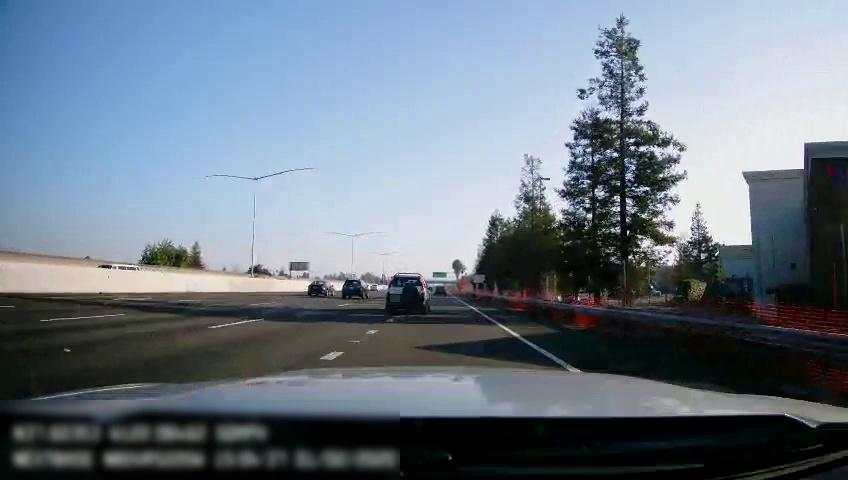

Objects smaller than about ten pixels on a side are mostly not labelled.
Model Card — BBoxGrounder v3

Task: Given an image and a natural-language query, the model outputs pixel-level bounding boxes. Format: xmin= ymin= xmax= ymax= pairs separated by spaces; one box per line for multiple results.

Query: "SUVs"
xmin=385 ymin=276 xmax=434 ymax=315
xmin=341 ymin=278 xmax=371 ymax=301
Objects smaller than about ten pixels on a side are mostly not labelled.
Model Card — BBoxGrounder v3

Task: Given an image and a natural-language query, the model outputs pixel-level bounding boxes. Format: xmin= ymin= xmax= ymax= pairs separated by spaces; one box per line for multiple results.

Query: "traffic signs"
xmin=433 ymin=272 xmax=448 ymax=279
xmin=471 ymin=273 xmax=484 ymax=283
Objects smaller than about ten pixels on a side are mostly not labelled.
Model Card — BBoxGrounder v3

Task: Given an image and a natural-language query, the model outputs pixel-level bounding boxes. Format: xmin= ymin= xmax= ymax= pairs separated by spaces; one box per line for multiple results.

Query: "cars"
xmin=370 ymin=284 xmax=384 ymax=292
xmin=433 ymin=285 xmax=447 ymax=296
xmin=306 ymin=279 xmax=336 ymax=298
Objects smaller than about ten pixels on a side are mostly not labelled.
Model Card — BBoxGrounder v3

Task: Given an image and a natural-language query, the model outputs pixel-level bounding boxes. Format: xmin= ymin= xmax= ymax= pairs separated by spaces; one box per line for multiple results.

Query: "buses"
xmin=95 ymin=263 xmax=141 ymax=272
